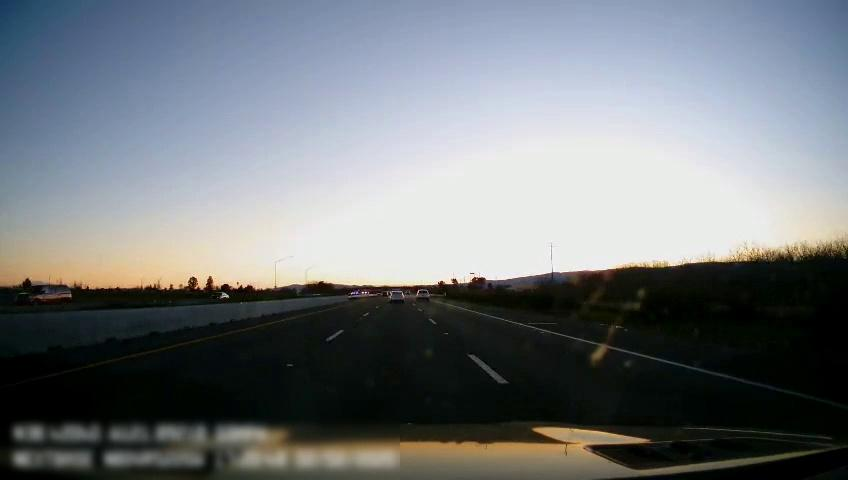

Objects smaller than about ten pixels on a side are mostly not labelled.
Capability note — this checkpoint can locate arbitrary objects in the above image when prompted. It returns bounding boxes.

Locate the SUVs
[416,289,431,302]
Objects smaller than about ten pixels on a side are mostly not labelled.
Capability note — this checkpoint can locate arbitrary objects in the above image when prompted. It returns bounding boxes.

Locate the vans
[16,284,72,306]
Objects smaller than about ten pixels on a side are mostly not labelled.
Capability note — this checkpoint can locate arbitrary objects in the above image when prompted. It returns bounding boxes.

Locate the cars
[389,290,406,304]
[208,291,228,301]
